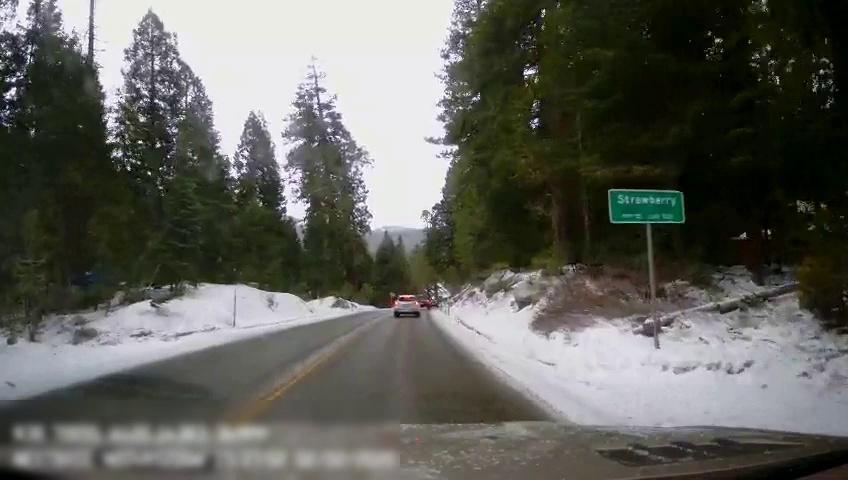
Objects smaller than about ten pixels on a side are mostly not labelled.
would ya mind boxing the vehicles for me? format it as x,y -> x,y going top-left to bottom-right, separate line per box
393,294 -> 421,318
409,292 -> 432,311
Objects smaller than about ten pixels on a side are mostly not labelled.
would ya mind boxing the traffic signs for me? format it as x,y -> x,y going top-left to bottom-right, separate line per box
607,187 -> 686,224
